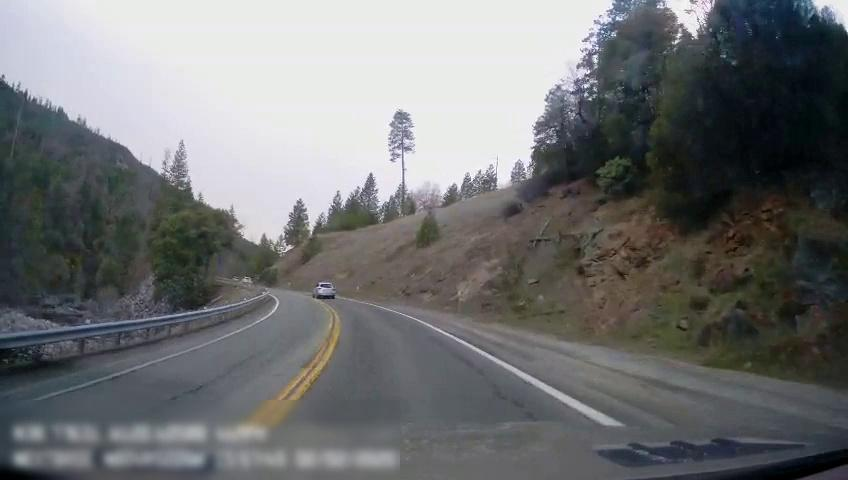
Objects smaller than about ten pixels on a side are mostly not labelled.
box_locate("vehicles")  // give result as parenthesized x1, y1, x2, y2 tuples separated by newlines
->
(312, 282, 336, 300)
(242, 276, 252, 285)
